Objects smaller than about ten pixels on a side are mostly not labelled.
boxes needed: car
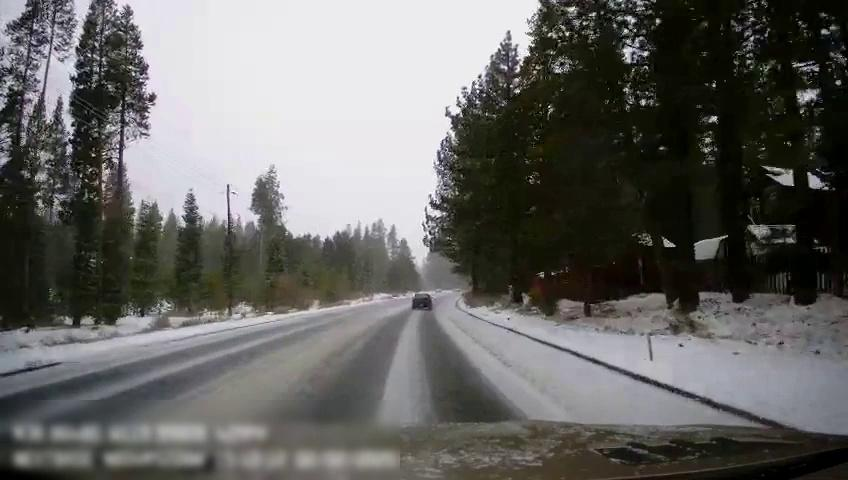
[411,293,433,311]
